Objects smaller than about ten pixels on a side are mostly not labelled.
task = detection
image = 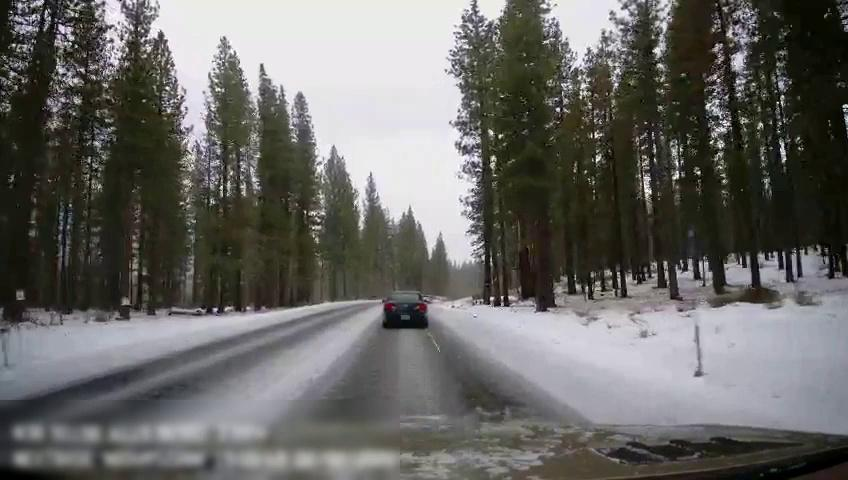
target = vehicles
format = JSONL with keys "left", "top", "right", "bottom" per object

{"left": 421, "top": 294, "right": 432, "bottom": 305}
{"left": 381, "top": 289, "right": 428, "bottom": 328}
